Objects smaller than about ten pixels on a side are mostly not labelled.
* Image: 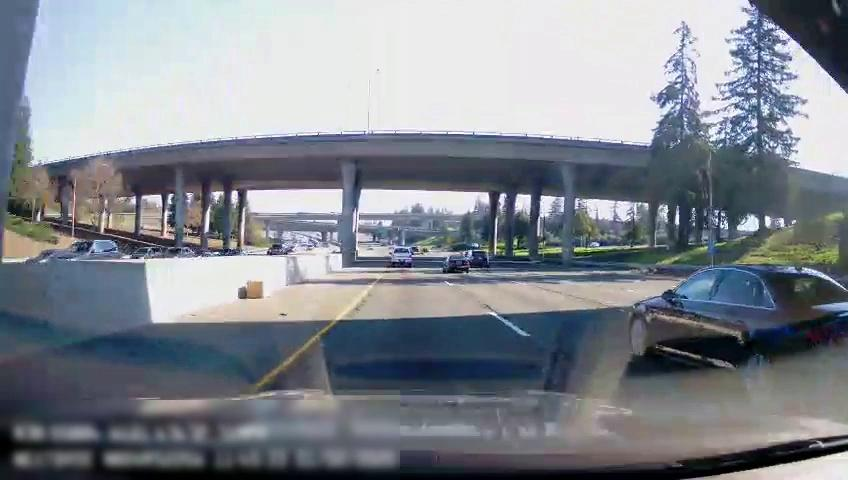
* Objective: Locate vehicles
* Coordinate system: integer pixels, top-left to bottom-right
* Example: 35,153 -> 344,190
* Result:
24,249 -> 82,265
66,238 -> 122,262
586,241 -> 600,248
463,249 -> 490,269
388,246 -> 415,268
442,255 -> 470,274
190,248 -> 213,258
130,246 -> 168,259
625,263 -> 848,408
165,246 -> 195,258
